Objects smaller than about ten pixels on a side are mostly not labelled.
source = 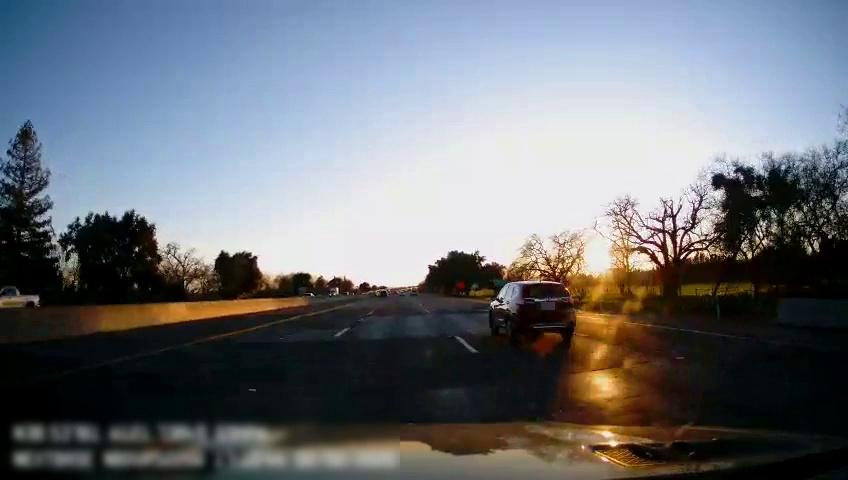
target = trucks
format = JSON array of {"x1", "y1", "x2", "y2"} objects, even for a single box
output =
[
  {"x1": 328, "y1": 287, "x2": 339, "y2": 297},
  {"x1": 0, "y1": 286, "x2": 40, "y2": 310}
]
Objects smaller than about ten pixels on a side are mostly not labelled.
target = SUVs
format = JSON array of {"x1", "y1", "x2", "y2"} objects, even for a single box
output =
[
  {"x1": 301, "y1": 292, "x2": 315, "y2": 298},
  {"x1": 488, "y1": 281, "x2": 577, "y2": 345}
]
